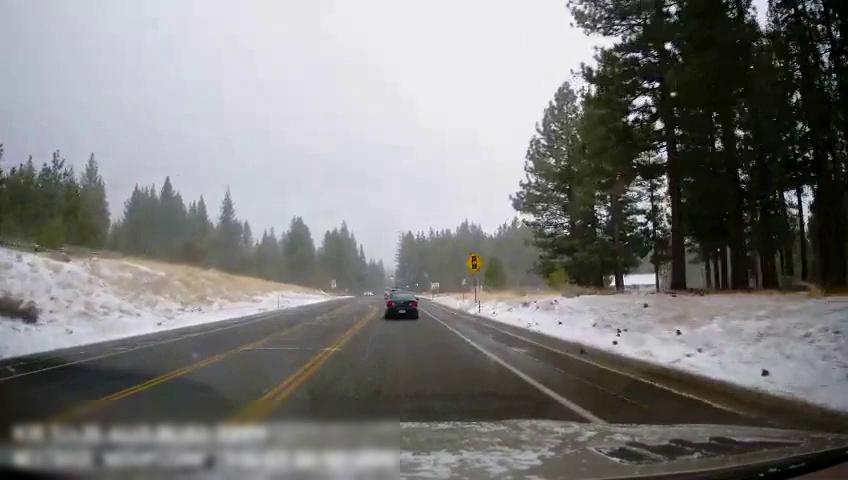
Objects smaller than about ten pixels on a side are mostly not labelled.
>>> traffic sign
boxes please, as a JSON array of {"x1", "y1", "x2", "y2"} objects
[{"x1": 467, "y1": 252, "x2": 481, "y2": 273}]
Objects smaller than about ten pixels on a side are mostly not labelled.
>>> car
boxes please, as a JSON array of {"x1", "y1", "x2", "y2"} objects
[{"x1": 385, "y1": 294, "x2": 419, "y2": 321}]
